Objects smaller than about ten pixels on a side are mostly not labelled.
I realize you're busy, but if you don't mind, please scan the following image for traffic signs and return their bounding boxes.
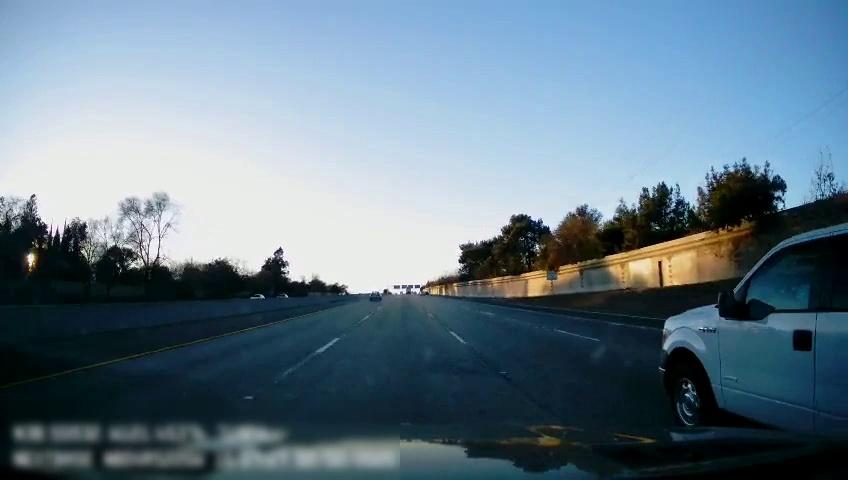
[547,271,558,280]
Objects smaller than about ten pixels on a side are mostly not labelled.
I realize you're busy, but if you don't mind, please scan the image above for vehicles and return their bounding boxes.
[368,290,382,302]
[276,293,288,299]
[250,294,265,299]
[658,219,848,441]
